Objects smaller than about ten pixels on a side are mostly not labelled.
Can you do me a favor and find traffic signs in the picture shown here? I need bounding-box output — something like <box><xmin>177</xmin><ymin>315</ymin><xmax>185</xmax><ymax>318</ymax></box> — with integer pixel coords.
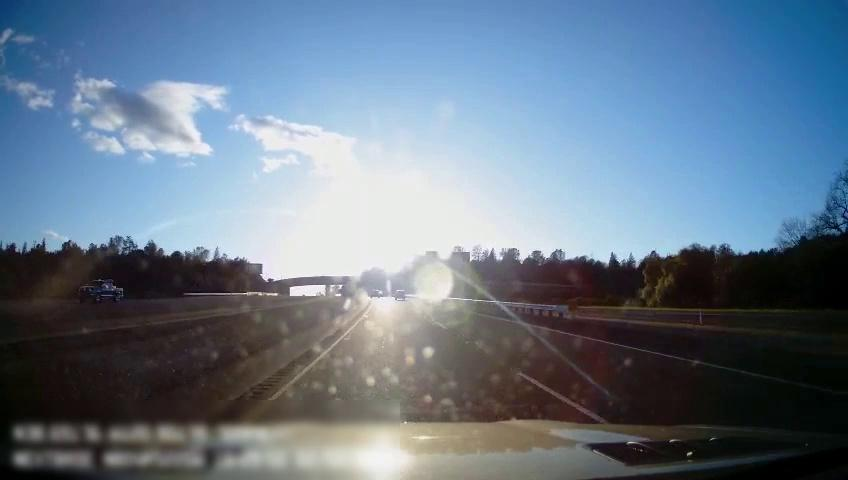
<box><xmin>431</xmin><ymin>251</ymin><xmax>471</xmax><ymax>266</ymax></box>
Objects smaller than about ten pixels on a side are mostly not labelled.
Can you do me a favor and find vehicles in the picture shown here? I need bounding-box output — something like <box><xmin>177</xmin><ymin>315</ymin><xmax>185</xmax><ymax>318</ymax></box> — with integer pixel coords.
<box><xmin>78</xmin><ymin>280</ymin><xmax>124</xmax><ymax>304</ymax></box>
<box><xmin>394</xmin><ymin>290</ymin><xmax>406</xmax><ymax>301</ymax></box>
